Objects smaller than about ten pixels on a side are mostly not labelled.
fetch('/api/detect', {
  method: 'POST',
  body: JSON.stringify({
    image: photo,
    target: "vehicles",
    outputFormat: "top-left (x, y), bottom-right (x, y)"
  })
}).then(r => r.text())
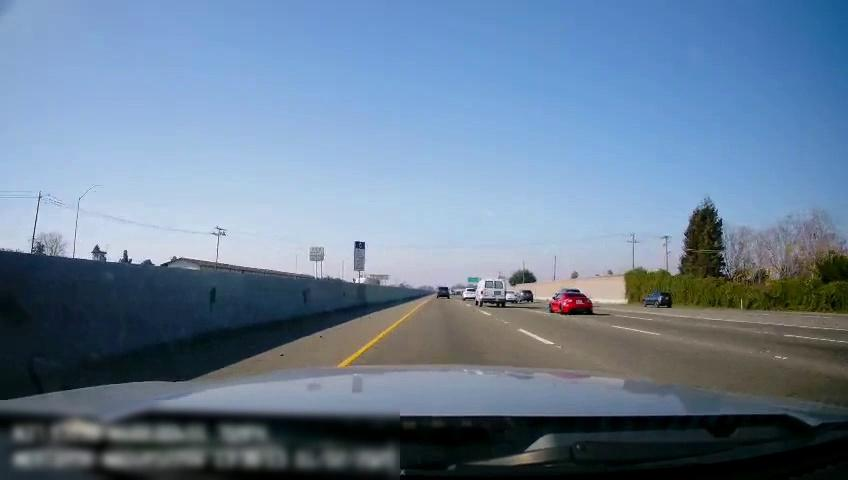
top-left (462, 287), bottom-right (476, 301)
top-left (435, 285), bottom-right (451, 300)
top-left (506, 289), bottom-right (518, 303)
top-left (474, 279), bottom-right (506, 307)
top-left (642, 291), bottom-right (673, 308)
top-left (517, 289), bottom-right (534, 302)
top-left (549, 291), bottom-right (594, 315)
top-left (558, 288), bottom-right (581, 292)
